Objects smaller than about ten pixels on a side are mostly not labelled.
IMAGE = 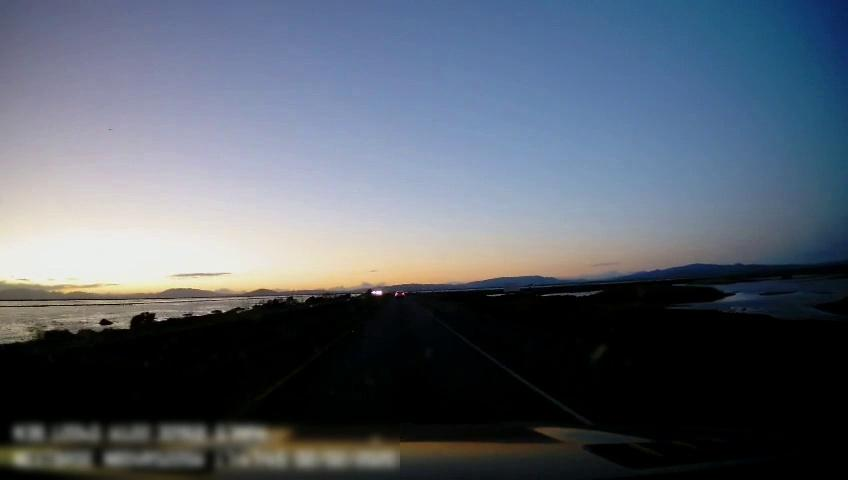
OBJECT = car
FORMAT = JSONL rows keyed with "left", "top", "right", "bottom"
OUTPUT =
{"left": 394, "top": 290, "right": 406, "bottom": 298}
